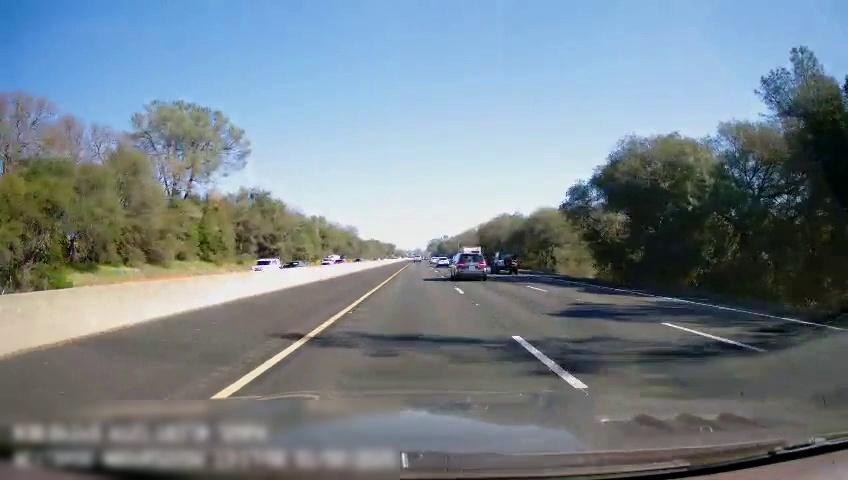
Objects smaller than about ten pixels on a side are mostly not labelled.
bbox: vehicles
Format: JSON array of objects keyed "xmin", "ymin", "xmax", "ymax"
[
  {"xmin": 282, "ymin": 261, "xmax": 307, "ymax": 269},
  {"xmin": 450, "ymin": 252, "xmax": 487, "ymax": 282},
  {"xmin": 320, "ymin": 257, "xmax": 337, "ymax": 265},
  {"xmin": 436, "ymin": 256, "xmax": 449, "ymax": 267},
  {"xmin": 327, "ymin": 255, "xmax": 340, "ymax": 260},
  {"xmin": 430, "ymin": 256, "xmax": 439, "ymax": 264},
  {"xmin": 251, "ymin": 258, "xmax": 280, "ymax": 272},
  {"xmin": 463, "ymin": 246, "xmax": 482, "ymax": 254},
  {"xmin": 332, "ymin": 259, "xmax": 345, "ymax": 264},
  {"xmin": 490, "ymin": 250, "xmax": 521, "ymax": 275},
  {"xmin": 413, "ymin": 254, "xmax": 422, "ymax": 263}
]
